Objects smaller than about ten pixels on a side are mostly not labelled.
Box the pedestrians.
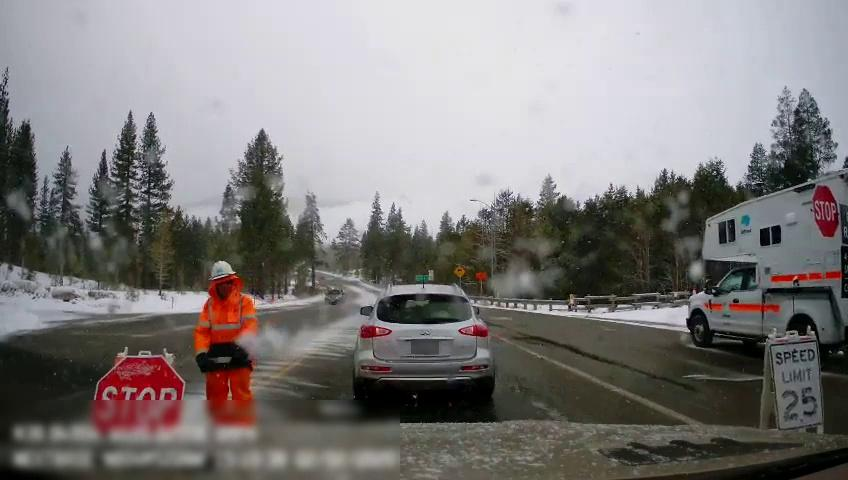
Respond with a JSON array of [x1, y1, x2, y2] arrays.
[[192, 259, 260, 426]]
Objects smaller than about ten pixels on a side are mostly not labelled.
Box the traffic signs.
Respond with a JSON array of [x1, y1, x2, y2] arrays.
[[768, 338, 826, 431], [453, 266, 466, 278], [811, 184, 840, 238], [415, 274, 428, 283], [88, 354, 186, 432], [840, 244, 848, 301], [475, 271, 488, 280], [839, 204, 848, 244]]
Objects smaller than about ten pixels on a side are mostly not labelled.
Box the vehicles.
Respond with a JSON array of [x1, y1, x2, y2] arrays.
[[685, 167, 848, 358], [352, 282, 496, 404], [323, 288, 345, 306]]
